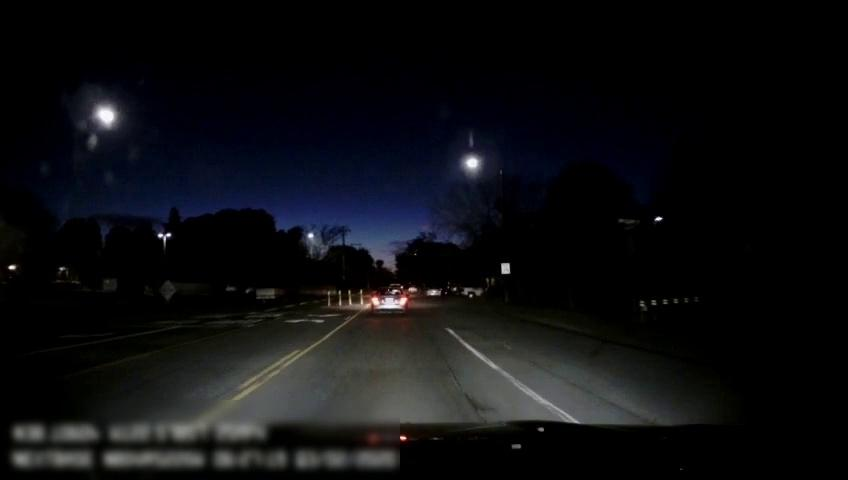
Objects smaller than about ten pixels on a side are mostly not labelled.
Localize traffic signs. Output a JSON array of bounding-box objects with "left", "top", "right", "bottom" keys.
[{"left": 501, "top": 263, "right": 511, "bottom": 275}]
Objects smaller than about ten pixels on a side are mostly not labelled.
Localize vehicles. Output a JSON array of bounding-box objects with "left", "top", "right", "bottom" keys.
[
  {"left": 369, "top": 285, "right": 410, "bottom": 317},
  {"left": 426, "top": 285, "right": 442, "bottom": 299},
  {"left": 461, "top": 285, "right": 484, "bottom": 299},
  {"left": 408, "top": 285, "right": 417, "bottom": 295}
]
